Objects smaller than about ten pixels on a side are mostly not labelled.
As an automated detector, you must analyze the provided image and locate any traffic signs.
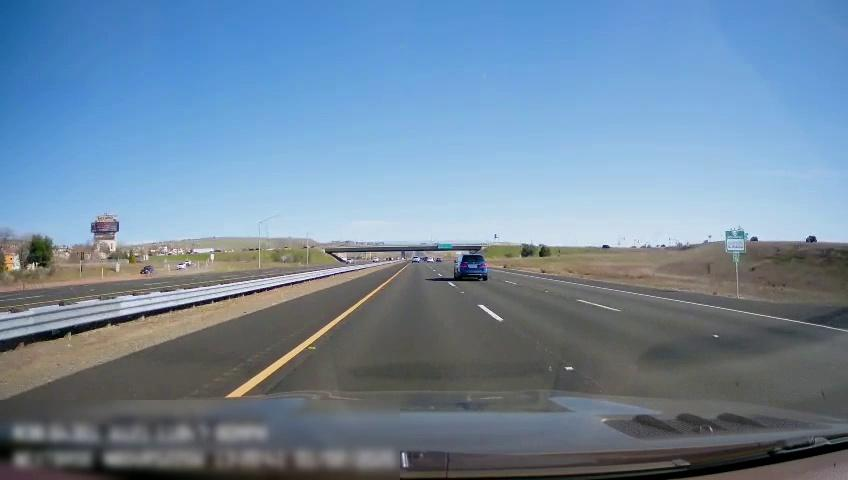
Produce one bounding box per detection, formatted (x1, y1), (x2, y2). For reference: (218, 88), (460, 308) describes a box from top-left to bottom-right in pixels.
(437, 242), (453, 250)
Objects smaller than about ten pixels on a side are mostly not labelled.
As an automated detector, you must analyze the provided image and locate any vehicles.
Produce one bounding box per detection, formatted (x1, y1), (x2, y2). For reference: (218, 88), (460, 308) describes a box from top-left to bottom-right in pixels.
(139, 265), (155, 275)
(454, 254), (489, 282)
(806, 235), (817, 243)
